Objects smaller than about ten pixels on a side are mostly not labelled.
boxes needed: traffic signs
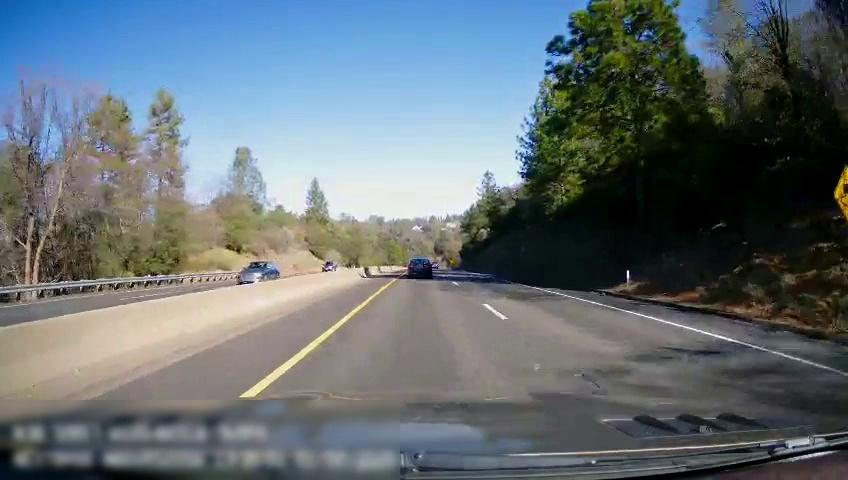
[835,164,848,220]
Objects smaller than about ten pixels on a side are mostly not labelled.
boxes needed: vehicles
[235,260,282,286]
[407,257,433,280]
[320,260,338,273]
